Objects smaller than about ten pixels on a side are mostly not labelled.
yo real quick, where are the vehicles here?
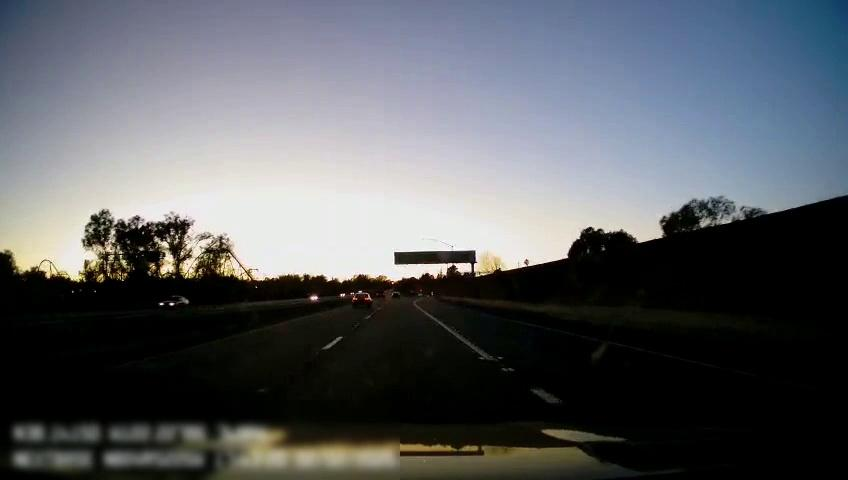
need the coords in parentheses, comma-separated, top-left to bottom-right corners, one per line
(157, 295, 191, 308)
(390, 291, 401, 300)
(352, 293, 374, 310)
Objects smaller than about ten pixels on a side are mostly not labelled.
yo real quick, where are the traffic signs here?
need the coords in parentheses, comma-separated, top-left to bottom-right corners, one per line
(394, 251, 447, 264)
